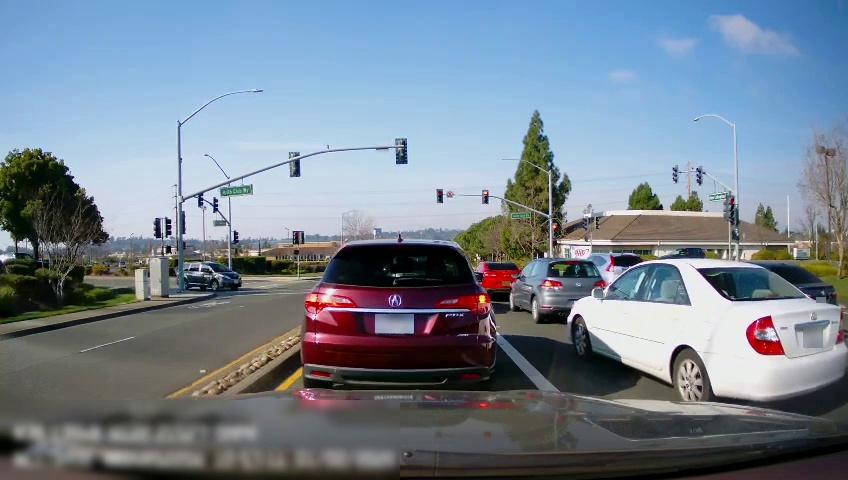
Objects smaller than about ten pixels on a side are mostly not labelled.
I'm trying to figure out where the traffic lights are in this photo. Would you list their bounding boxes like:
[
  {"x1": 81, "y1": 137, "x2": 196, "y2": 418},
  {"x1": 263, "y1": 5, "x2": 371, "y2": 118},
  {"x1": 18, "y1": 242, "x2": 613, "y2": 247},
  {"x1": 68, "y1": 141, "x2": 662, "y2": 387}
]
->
[
  {"x1": 292, "y1": 231, "x2": 299, "y2": 244},
  {"x1": 593, "y1": 216, "x2": 601, "y2": 230},
  {"x1": 584, "y1": 216, "x2": 591, "y2": 230},
  {"x1": 198, "y1": 194, "x2": 206, "y2": 208},
  {"x1": 233, "y1": 231, "x2": 240, "y2": 244},
  {"x1": 287, "y1": 150, "x2": 300, "y2": 177},
  {"x1": 212, "y1": 197, "x2": 219, "y2": 214},
  {"x1": 395, "y1": 137, "x2": 410, "y2": 166},
  {"x1": 482, "y1": 187, "x2": 491, "y2": 206},
  {"x1": 152, "y1": 218, "x2": 162, "y2": 240},
  {"x1": 163, "y1": 217, "x2": 174, "y2": 238},
  {"x1": 299, "y1": 231, "x2": 304, "y2": 244},
  {"x1": 695, "y1": 168, "x2": 702, "y2": 186},
  {"x1": 434, "y1": 188, "x2": 444, "y2": 205},
  {"x1": 672, "y1": 168, "x2": 680, "y2": 183}
]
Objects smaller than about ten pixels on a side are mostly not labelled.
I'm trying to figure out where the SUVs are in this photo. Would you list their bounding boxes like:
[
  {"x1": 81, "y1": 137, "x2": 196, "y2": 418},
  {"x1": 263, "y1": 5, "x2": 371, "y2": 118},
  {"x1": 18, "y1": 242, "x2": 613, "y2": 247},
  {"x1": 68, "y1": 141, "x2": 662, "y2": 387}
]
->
[
  {"x1": 589, "y1": 251, "x2": 643, "y2": 285},
  {"x1": 300, "y1": 241, "x2": 497, "y2": 389},
  {"x1": 176, "y1": 259, "x2": 243, "y2": 291}
]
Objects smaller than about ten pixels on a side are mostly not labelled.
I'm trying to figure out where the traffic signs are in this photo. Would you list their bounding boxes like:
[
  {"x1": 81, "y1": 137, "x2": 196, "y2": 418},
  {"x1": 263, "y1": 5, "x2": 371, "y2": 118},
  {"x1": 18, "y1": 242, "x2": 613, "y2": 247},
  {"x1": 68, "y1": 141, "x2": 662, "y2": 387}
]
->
[
  {"x1": 212, "y1": 219, "x2": 227, "y2": 227},
  {"x1": 511, "y1": 211, "x2": 530, "y2": 219},
  {"x1": 219, "y1": 184, "x2": 253, "y2": 197},
  {"x1": 710, "y1": 192, "x2": 727, "y2": 201}
]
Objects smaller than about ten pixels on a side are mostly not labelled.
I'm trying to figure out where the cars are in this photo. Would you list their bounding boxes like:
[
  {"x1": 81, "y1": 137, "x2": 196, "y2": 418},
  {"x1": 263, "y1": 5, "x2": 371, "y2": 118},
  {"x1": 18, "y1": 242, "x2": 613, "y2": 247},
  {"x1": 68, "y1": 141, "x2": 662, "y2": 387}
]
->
[
  {"x1": 477, "y1": 260, "x2": 520, "y2": 295},
  {"x1": 567, "y1": 257, "x2": 848, "y2": 405},
  {"x1": 749, "y1": 258, "x2": 839, "y2": 304},
  {"x1": 509, "y1": 256, "x2": 608, "y2": 323},
  {"x1": 660, "y1": 245, "x2": 705, "y2": 260}
]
